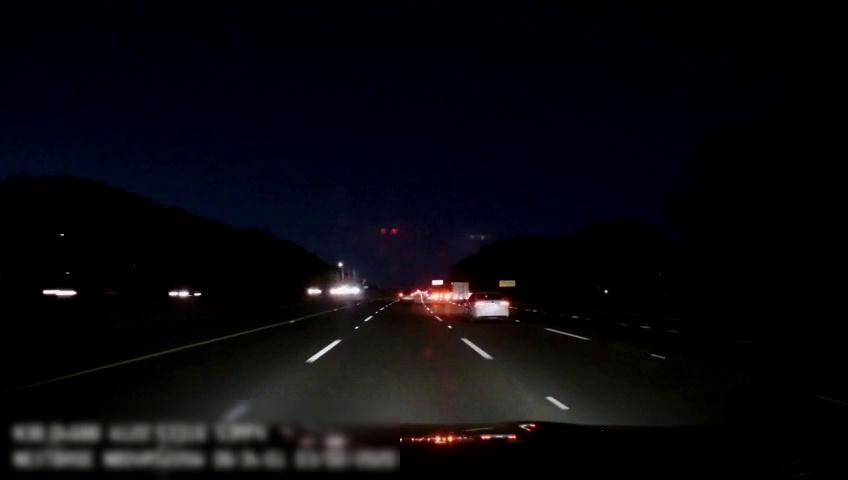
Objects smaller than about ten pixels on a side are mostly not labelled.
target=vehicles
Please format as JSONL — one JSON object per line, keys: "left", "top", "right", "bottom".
{"left": 399, "top": 289, "right": 415, "bottom": 303}
{"left": 452, "top": 282, "right": 469, "bottom": 304}
{"left": 432, "top": 290, "right": 449, "bottom": 304}
{"left": 41, "top": 275, "right": 114, "bottom": 303}
{"left": 465, "top": 291, "right": 510, "bottom": 324}
{"left": 168, "top": 284, "right": 202, "bottom": 299}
